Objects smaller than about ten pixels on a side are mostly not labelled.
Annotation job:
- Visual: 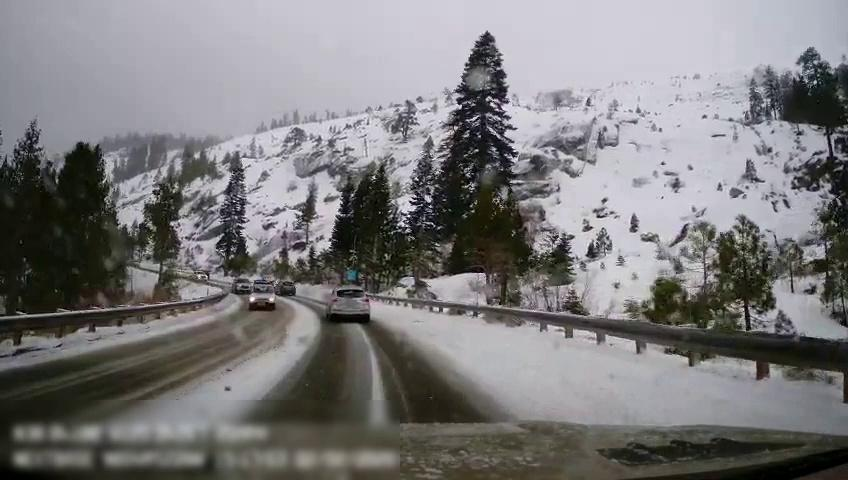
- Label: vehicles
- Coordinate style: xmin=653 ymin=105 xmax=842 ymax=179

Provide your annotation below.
xmin=323 ymin=287 xmax=371 ymax=324
xmin=232 ymin=277 xmax=253 ymax=295
xmin=274 ymin=281 xmax=296 ymax=296
xmin=189 ymin=270 xmax=208 ymax=282
xmin=249 ymin=284 xmax=276 ymax=311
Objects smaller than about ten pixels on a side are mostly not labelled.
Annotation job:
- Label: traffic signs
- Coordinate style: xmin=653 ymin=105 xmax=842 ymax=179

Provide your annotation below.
xmin=347 ymin=270 xmax=357 ymax=281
